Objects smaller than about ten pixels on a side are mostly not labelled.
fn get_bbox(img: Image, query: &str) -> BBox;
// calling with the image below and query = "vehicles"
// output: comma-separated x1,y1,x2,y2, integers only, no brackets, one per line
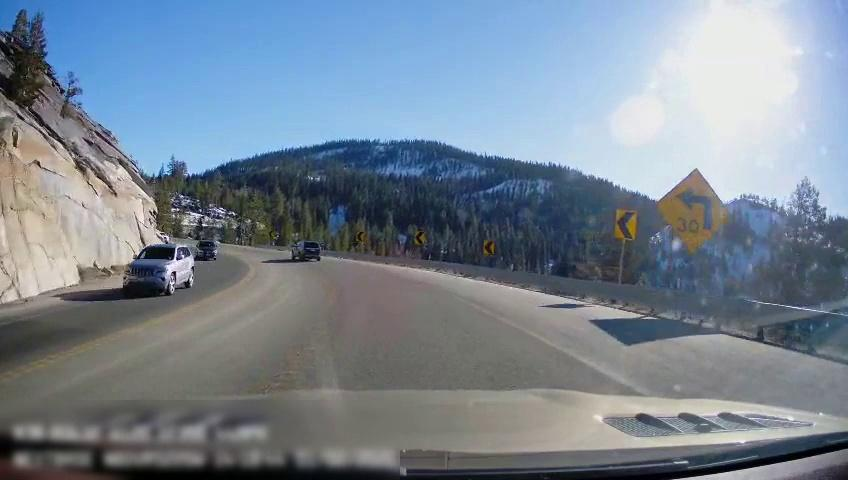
123,242,197,297
289,239,320,262
194,239,218,261
159,231,170,244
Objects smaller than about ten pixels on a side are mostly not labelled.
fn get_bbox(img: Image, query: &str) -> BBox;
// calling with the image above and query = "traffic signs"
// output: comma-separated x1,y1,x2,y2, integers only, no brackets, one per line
356,230,366,243
653,166,734,258
483,238,497,258
414,230,426,247
613,206,641,244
